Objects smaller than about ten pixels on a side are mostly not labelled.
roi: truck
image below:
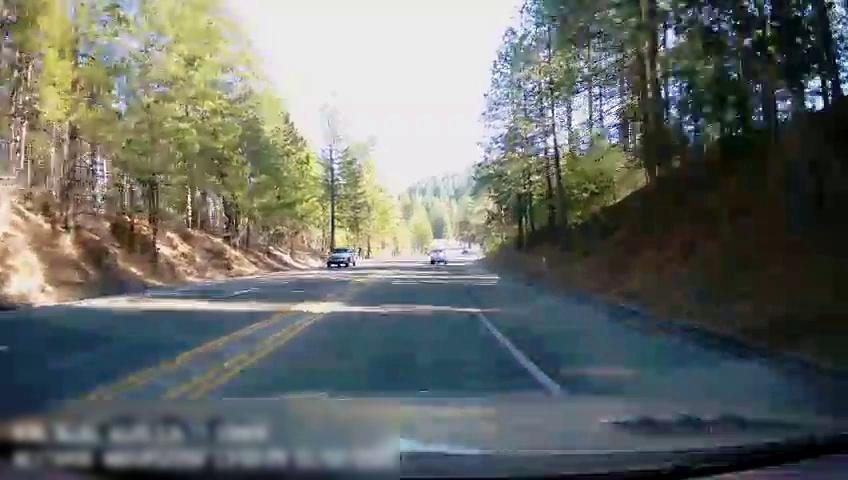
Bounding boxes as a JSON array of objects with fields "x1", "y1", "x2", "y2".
[{"x1": 430, "y1": 248, "x2": 448, "y2": 265}]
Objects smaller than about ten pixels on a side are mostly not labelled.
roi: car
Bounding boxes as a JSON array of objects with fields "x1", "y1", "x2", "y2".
[{"x1": 327, "y1": 247, "x2": 356, "y2": 268}]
